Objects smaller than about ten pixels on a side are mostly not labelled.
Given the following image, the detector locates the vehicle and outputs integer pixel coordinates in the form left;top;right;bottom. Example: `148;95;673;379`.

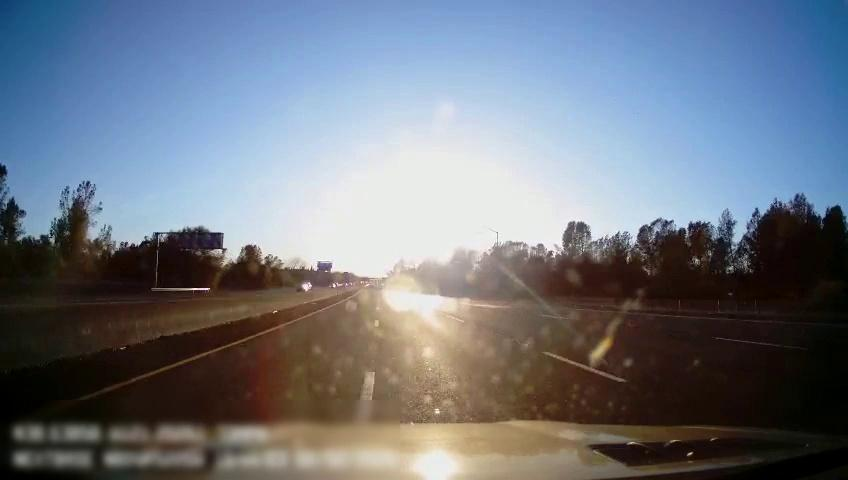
296;284;310;292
